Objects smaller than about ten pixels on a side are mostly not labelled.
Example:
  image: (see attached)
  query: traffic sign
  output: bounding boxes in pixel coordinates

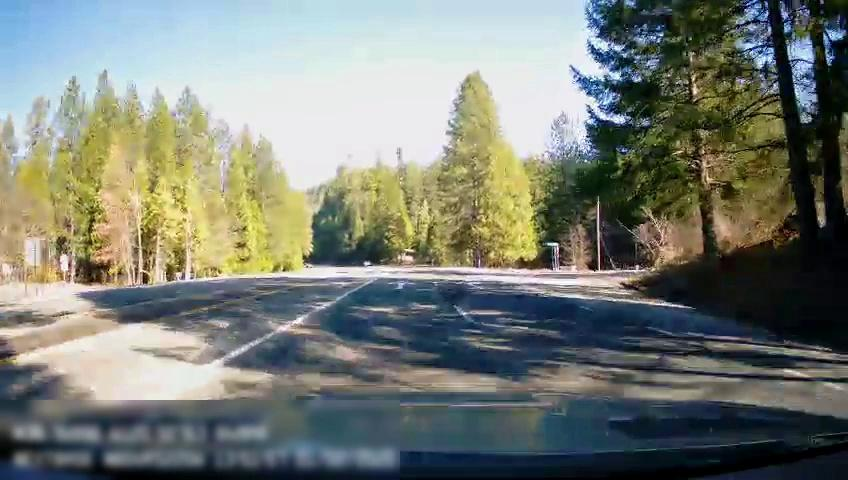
[545,242,559,247]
